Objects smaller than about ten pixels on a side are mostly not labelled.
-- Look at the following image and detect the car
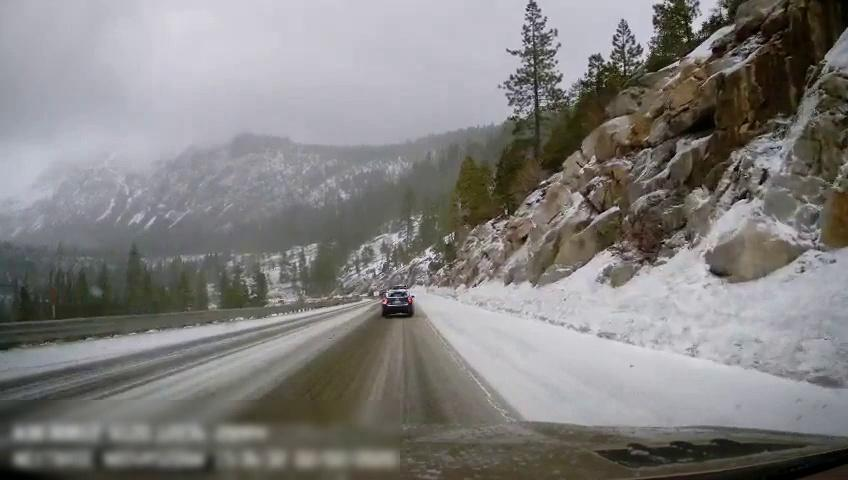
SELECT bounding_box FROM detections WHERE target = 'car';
[381,284,415,317]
